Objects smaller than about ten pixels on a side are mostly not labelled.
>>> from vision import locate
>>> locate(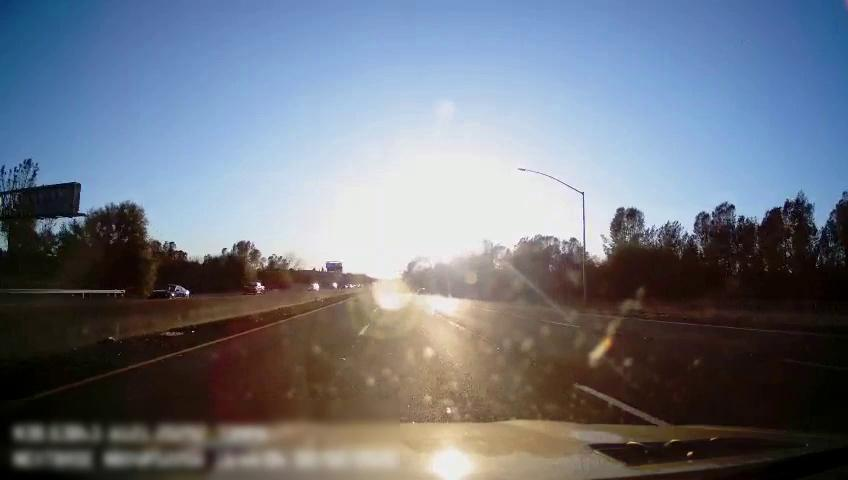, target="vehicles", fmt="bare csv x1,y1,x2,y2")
148,285,190,300
242,282,265,295
307,284,320,292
